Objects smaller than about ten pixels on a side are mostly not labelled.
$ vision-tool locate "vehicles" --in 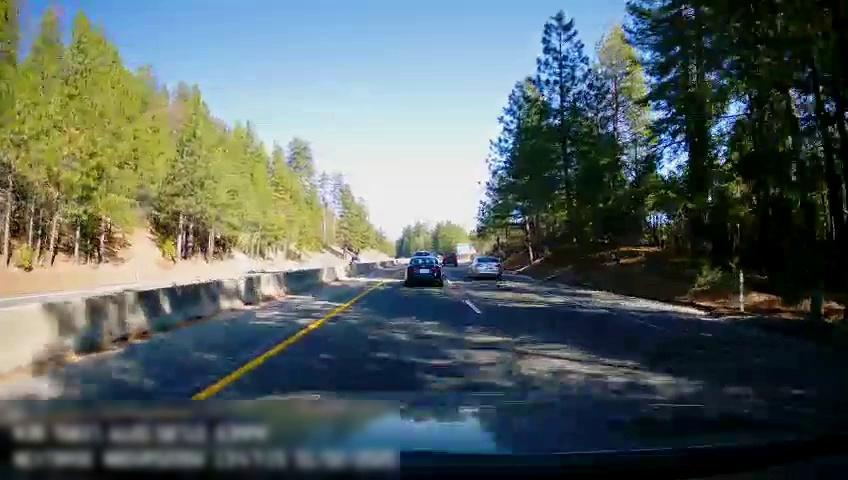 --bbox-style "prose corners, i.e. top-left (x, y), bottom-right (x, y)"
top-left (442, 252), bottom-right (458, 266)
top-left (407, 254), bottom-right (444, 285)
top-left (414, 251), bottom-right (429, 257)
top-left (470, 256), bottom-right (502, 283)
